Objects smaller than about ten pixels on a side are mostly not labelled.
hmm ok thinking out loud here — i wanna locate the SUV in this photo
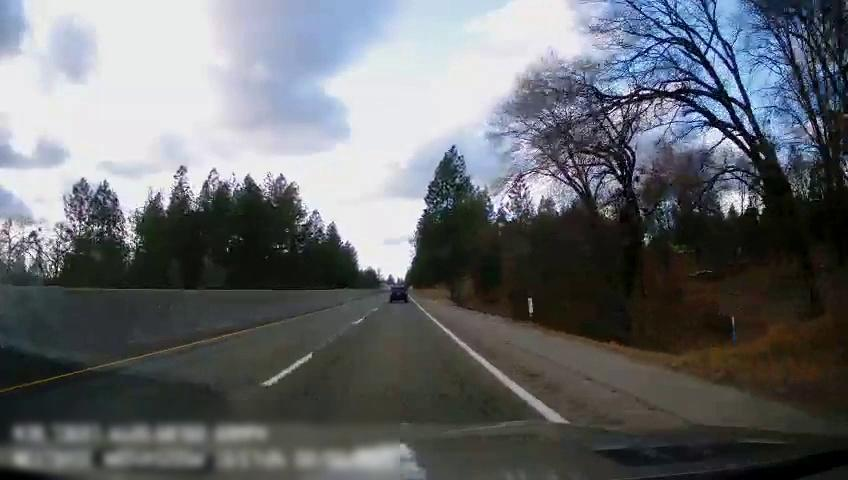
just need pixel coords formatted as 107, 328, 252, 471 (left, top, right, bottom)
389, 286, 409, 304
